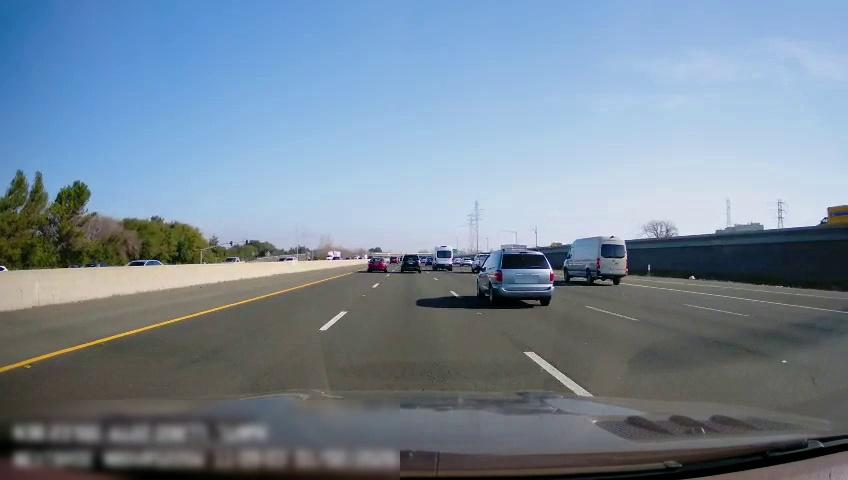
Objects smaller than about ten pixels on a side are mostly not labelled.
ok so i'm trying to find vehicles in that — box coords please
[326,250,342,261]
[817,204,848,227]
[424,256,433,266]
[221,257,246,264]
[64,263,110,268]
[475,248,556,306]
[471,253,490,274]
[400,254,422,274]
[124,259,165,267]
[561,235,628,286]
[499,244,528,252]
[367,257,389,274]
[283,256,299,262]
[431,245,454,273]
